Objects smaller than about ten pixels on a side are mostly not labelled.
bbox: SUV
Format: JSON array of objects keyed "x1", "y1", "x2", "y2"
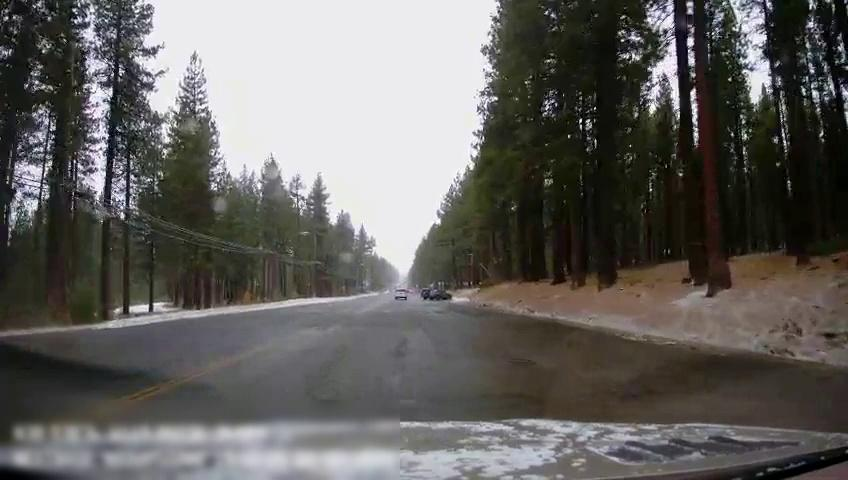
[{"x1": 422, "y1": 288, "x2": 431, "y2": 301}]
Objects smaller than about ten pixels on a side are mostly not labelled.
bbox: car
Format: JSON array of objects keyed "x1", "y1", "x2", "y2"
[{"x1": 429, "y1": 287, "x2": 452, "y2": 301}]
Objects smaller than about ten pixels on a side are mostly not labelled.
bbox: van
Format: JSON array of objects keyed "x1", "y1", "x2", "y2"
[{"x1": 393, "y1": 288, "x2": 408, "y2": 301}]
